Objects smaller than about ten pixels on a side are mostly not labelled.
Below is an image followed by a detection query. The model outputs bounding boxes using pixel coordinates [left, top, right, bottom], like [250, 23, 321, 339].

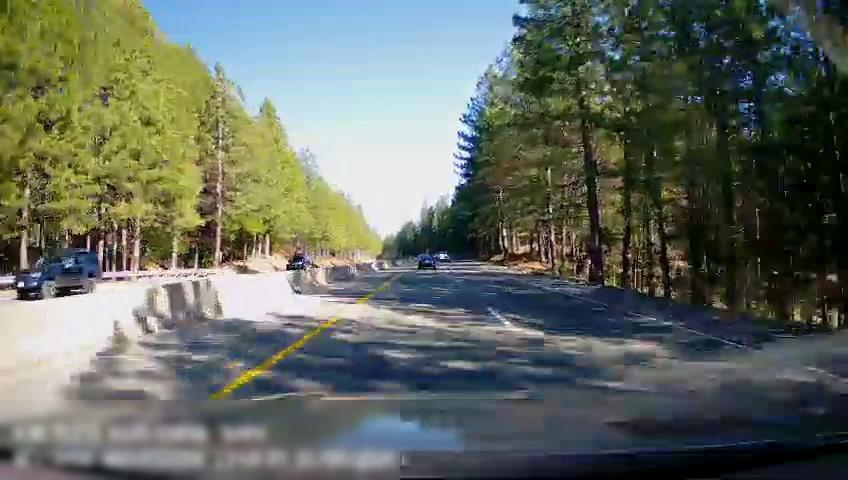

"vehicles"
[438, 251, 450, 261]
[14, 251, 97, 300]
[416, 254, 435, 270]
[286, 255, 314, 273]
